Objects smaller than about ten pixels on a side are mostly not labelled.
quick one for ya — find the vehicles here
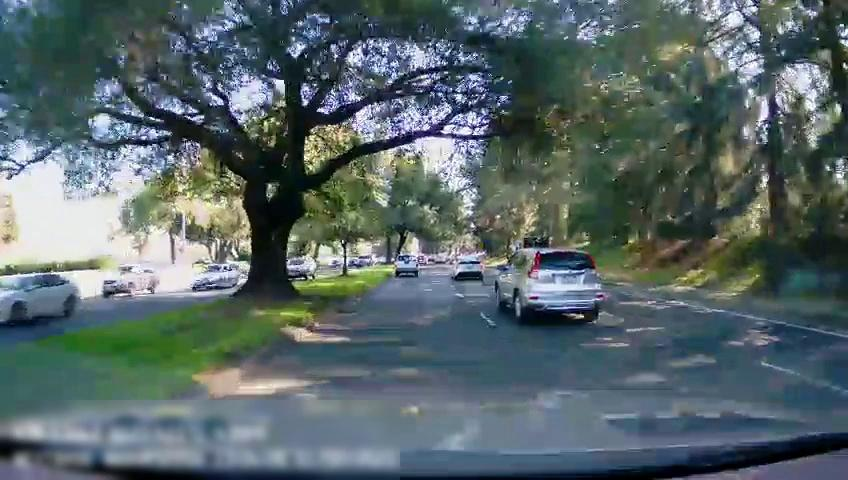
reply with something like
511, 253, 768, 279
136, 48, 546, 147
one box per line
492, 246, 607, 325
417, 255, 428, 265
0, 272, 78, 326
435, 253, 448, 264
355, 253, 377, 268
190, 262, 242, 291
453, 254, 483, 279
505, 228, 550, 262
286, 255, 318, 280
394, 253, 419, 277
102, 263, 162, 297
